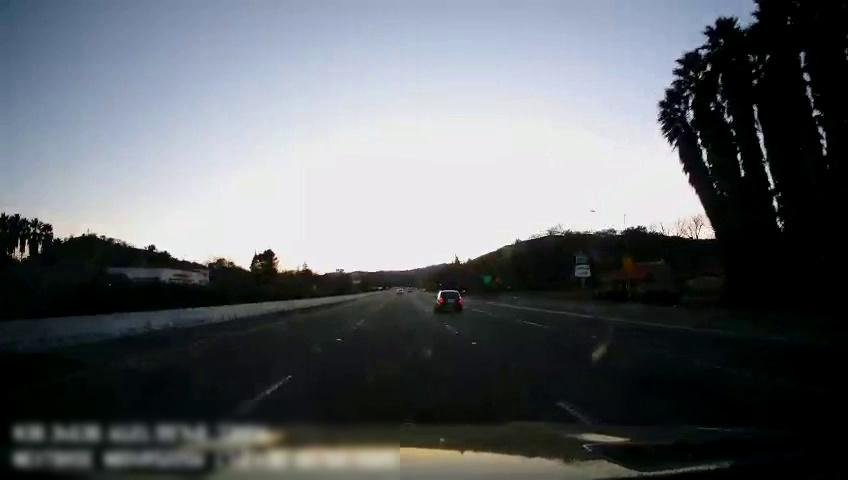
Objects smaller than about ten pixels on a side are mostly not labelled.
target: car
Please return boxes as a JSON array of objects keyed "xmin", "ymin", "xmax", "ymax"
[{"xmin": 433, "ymin": 290, "xmax": 463, "ymax": 314}]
